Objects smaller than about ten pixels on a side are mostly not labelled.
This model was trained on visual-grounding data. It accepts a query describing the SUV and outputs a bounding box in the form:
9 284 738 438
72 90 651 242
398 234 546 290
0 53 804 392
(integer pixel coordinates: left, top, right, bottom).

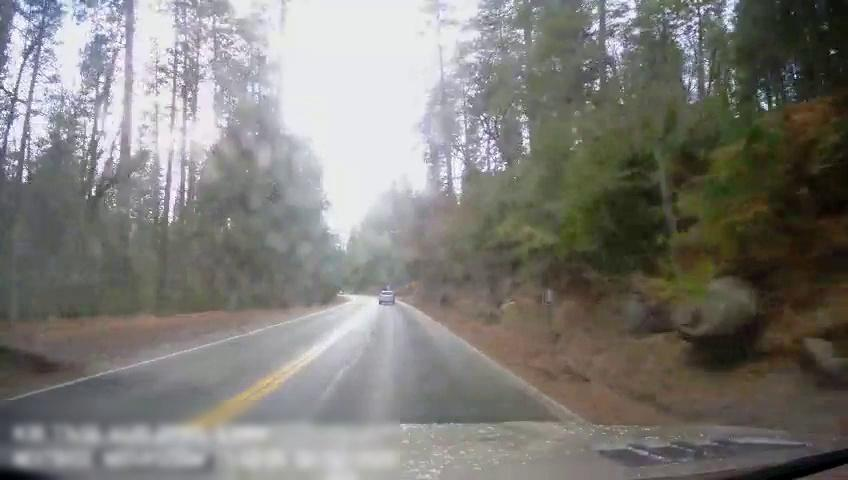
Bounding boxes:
378 290 396 306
